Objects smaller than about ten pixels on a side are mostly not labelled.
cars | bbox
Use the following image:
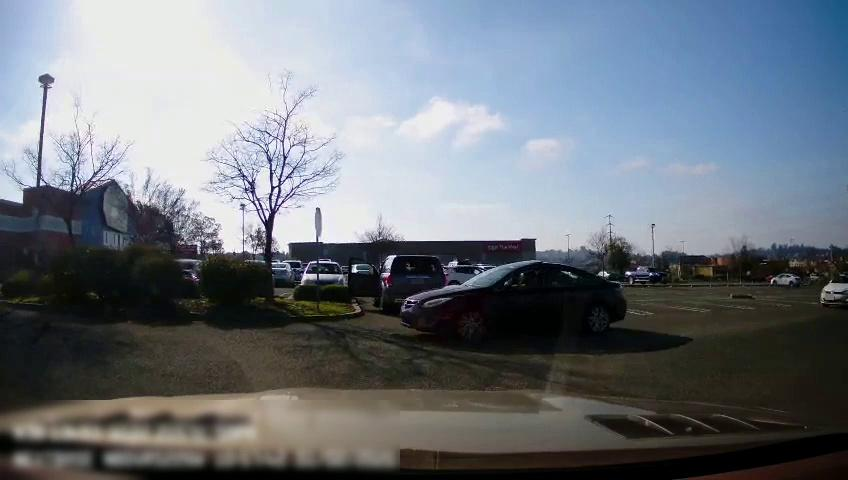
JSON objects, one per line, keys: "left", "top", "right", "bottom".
{"left": 819, "top": 272, "right": 848, "bottom": 307}
{"left": 769, "top": 272, "right": 802, "bottom": 287}
{"left": 399, "top": 258, "right": 630, "bottom": 342}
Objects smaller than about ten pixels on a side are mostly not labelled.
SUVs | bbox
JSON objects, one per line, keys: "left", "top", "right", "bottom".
{"left": 348, "top": 254, "right": 446, "bottom": 314}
